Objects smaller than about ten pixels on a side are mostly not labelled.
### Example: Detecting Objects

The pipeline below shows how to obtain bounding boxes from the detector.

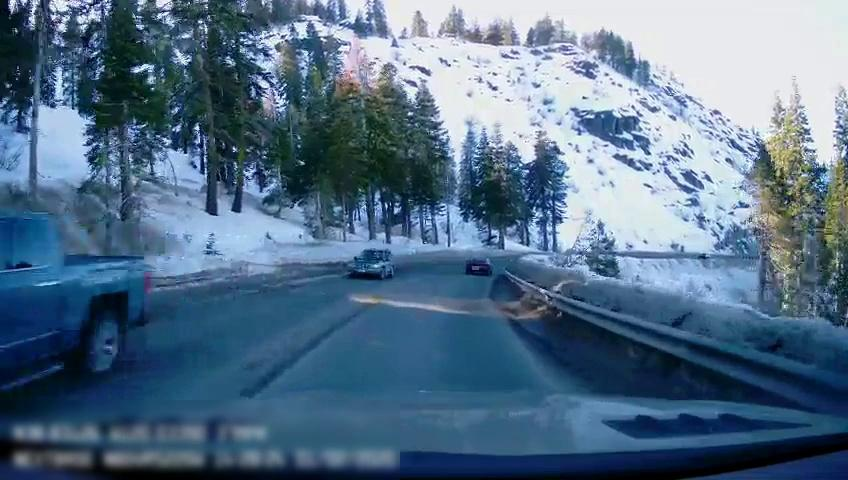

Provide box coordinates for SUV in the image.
[348,248,394,280]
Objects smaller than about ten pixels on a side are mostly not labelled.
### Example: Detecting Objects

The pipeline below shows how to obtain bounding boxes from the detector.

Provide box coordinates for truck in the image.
[0,211,152,395]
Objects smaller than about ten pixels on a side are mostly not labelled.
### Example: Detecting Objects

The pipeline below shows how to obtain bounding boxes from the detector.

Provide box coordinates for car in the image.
[464,254,494,276]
